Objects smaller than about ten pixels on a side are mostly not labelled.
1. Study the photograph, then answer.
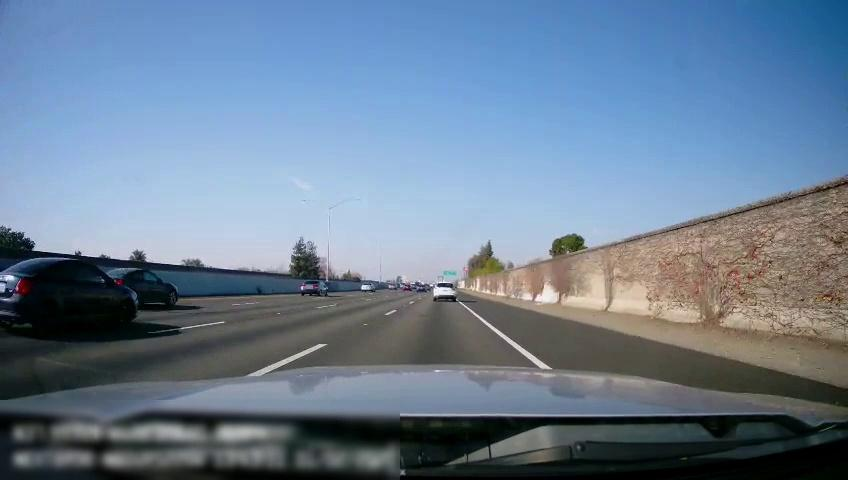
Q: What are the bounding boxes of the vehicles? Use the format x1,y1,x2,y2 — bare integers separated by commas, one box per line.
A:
105,268,178,309
300,280,329,296
417,284,427,292
433,281,458,302
0,257,138,337
360,282,376,292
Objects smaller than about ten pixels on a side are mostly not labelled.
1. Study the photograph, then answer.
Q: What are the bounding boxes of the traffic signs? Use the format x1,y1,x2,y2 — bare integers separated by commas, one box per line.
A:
443,271,456,277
